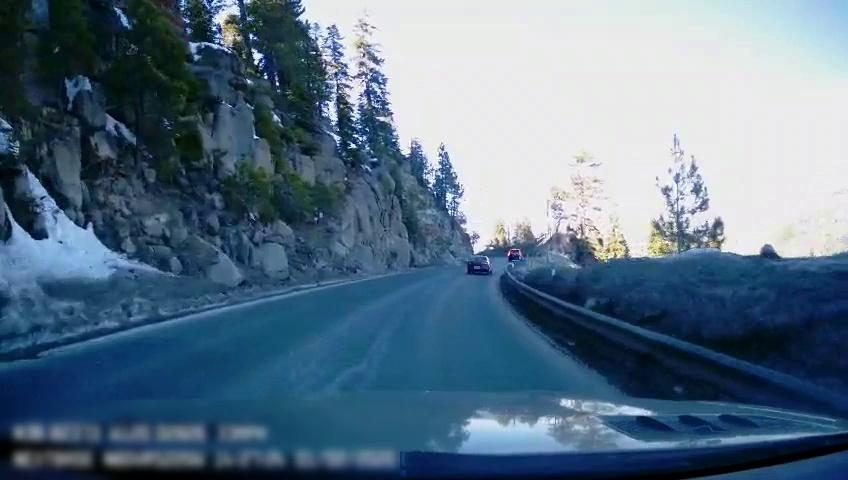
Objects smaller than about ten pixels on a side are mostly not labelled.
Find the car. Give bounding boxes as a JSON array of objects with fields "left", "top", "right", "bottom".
[{"left": 466, "top": 255, "right": 492, "bottom": 275}]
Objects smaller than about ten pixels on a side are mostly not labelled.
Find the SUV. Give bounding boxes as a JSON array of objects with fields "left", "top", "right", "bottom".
[{"left": 506, "top": 248, "right": 523, "bottom": 261}]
